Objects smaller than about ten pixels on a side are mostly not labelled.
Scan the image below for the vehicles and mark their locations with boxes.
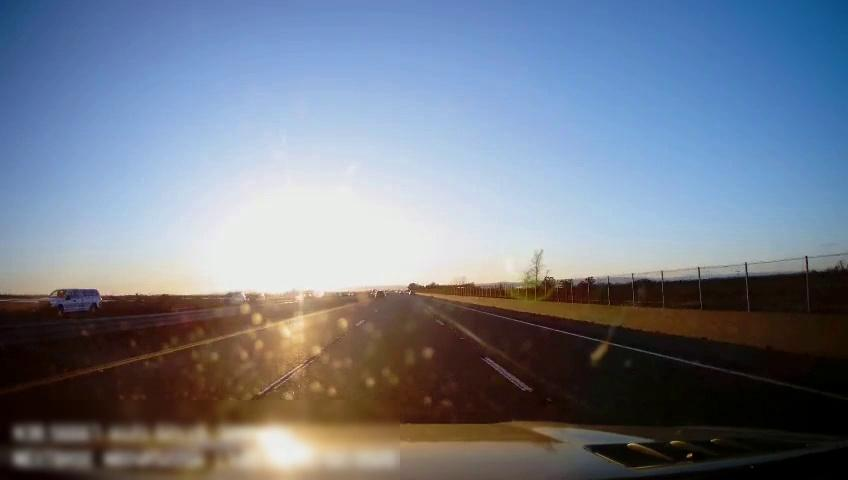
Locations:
[246,292,267,306]
[374,289,387,300]
[35,289,102,319]
[220,291,247,307]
